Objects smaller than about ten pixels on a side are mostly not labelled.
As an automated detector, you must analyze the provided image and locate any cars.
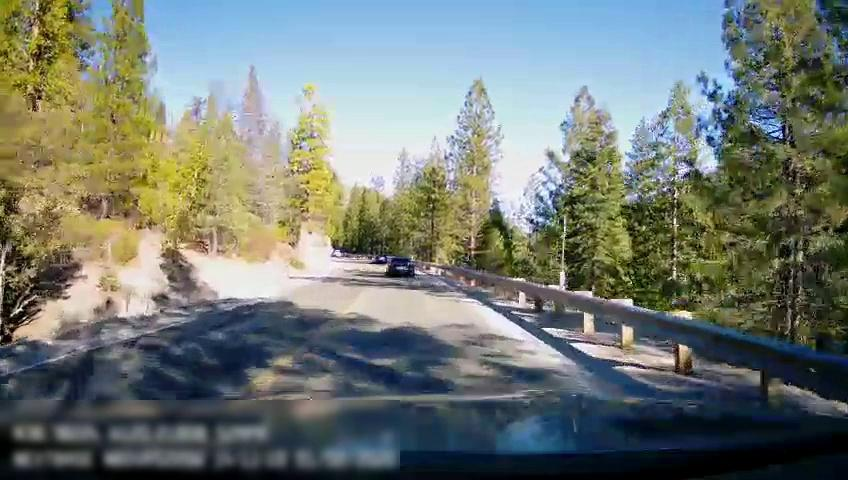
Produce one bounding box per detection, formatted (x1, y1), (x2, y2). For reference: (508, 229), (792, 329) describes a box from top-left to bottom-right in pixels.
(385, 255), (415, 278)
(374, 253), (389, 264)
